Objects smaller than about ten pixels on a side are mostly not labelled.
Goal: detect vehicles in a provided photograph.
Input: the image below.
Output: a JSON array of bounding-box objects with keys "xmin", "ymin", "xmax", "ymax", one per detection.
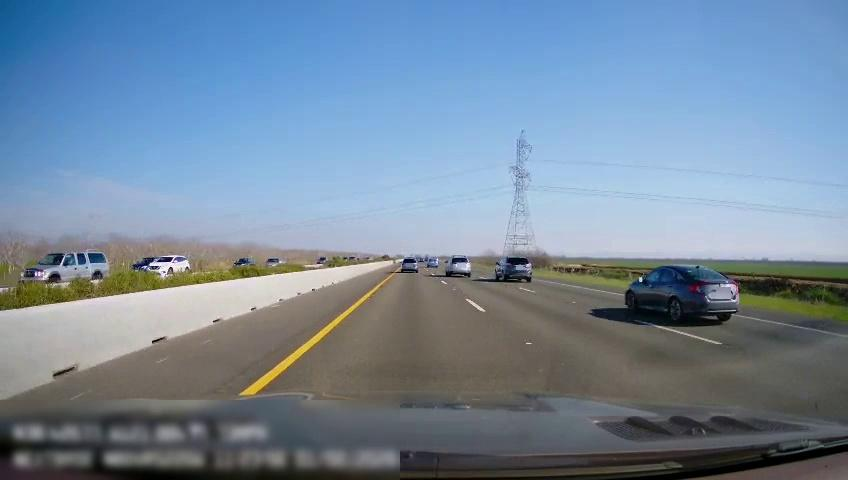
[
  {"xmin": 624, "ymin": 264, "xmax": 740, "ymax": 325},
  {"xmin": 494, "ymin": 255, "xmax": 533, "ymax": 283},
  {"xmin": 17, "ymin": 251, "xmax": 110, "ymax": 285},
  {"xmin": 263, "ymin": 257, "xmax": 288, "ymax": 267},
  {"xmin": 147, "ymin": 255, "xmax": 191, "ymax": 275},
  {"xmin": 130, "ymin": 257, "xmax": 156, "ymax": 272},
  {"xmin": 231, "ymin": 256, "xmax": 255, "ymax": 267},
  {"xmin": 445, "ymin": 255, "xmax": 471, "ymax": 277},
  {"xmin": 401, "ymin": 258, "xmax": 419, "ymax": 273}
]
